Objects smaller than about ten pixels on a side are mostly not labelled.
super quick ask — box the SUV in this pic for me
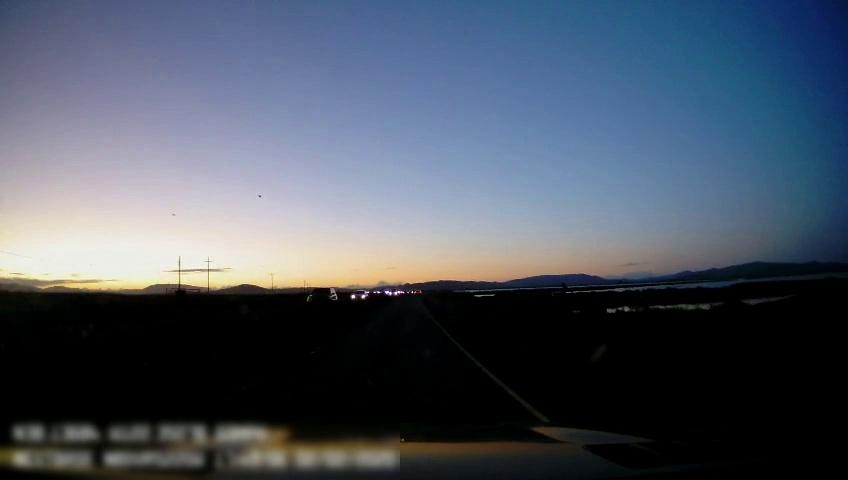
[306,287,339,304]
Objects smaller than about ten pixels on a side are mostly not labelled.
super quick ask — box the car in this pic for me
[350,289,369,301]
